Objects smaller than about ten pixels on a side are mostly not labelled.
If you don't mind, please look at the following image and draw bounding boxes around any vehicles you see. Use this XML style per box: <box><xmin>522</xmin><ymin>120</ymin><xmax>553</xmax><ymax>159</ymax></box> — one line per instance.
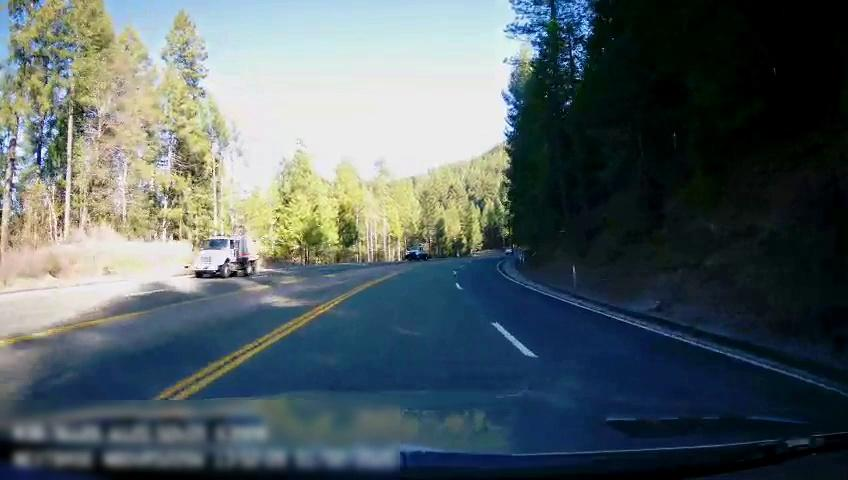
<box><xmin>503</xmin><ymin>246</ymin><xmax>515</xmax><ymax>256</ymax></box>
<box><xmin>404</xmin><ymin>241</ymin><xmax>431</xmax><ymax>262</ymax></box>
<box><xmin>190</xmin><ymin>234</ymin><xmax>258</xmax><ymax>279</ymax></box>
